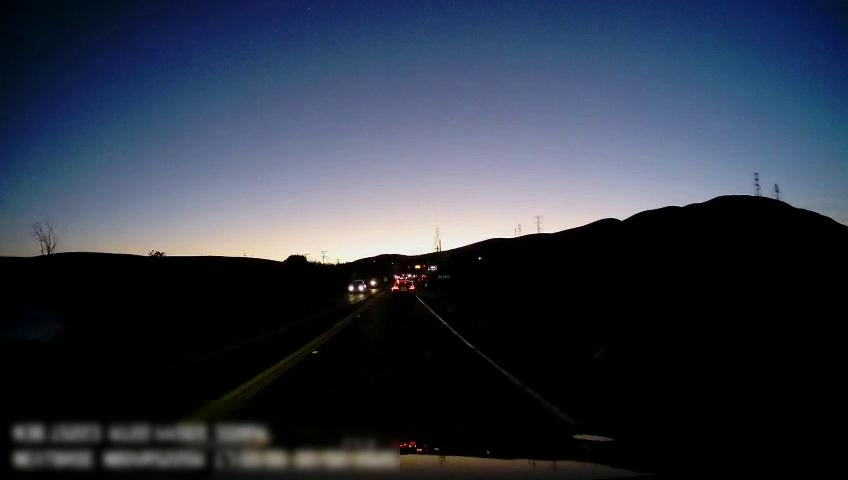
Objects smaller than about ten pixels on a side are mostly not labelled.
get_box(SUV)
[347,279,367,294]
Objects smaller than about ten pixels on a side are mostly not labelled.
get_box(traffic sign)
[438,275,451,279]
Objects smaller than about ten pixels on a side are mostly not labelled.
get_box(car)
[391,277,415,295]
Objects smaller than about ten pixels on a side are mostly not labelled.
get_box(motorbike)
[368,277,378,288]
